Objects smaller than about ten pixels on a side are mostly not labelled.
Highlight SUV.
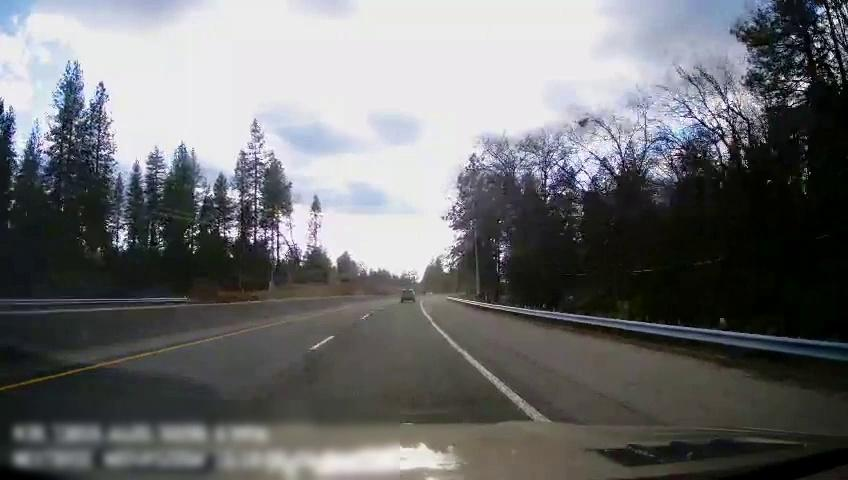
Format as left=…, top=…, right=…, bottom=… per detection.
left=400, top=288, right=417, bottom=303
